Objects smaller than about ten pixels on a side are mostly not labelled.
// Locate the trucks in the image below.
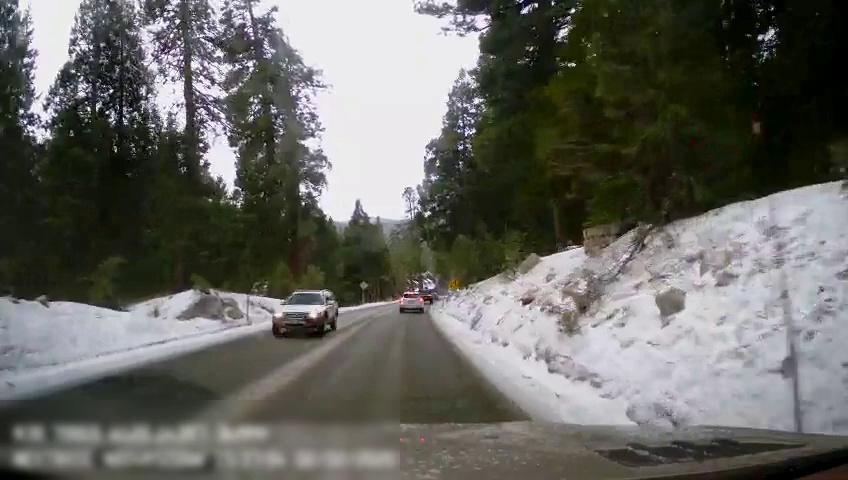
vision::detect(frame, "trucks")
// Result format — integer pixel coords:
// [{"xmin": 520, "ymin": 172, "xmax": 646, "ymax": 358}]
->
[{"xmin": 416, "ymin": 288, "xmax": 434, "ymax": 305}]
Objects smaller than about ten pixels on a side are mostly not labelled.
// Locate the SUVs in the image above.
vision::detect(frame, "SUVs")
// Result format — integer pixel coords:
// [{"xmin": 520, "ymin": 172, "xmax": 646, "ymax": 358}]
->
[
  {"xmin": 398, "ymin": 291, "xmax": 425, "ymax": 314},
  {"xmin": 270, "ymin": 289, "xmax": 339, "ymax": 337}
]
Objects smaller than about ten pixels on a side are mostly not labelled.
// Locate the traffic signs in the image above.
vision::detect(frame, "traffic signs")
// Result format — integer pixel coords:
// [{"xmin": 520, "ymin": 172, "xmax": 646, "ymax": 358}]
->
[{"xmin": 449, "ymin": 278, "xmax": 461, "ymax": 289}]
